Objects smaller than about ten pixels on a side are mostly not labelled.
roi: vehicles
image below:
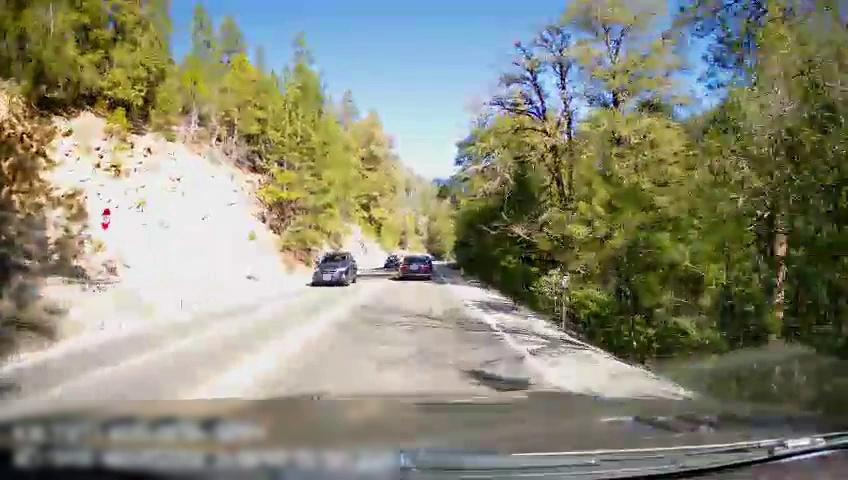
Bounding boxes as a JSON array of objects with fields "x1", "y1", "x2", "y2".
[
  {"x1": 383, "y1": 254, "x2": 403, "y2": 270},
  {"x1": 399, "y1": 255, "x2": 433, "y2": 281},
  {"x1": 312, "y1": 250, "x2": 360, "y2": 288}
]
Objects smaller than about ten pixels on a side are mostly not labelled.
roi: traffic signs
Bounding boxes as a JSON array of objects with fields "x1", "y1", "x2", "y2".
[{"x1": 98, "y1": 207, "x2": 112, "y2": 232}]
